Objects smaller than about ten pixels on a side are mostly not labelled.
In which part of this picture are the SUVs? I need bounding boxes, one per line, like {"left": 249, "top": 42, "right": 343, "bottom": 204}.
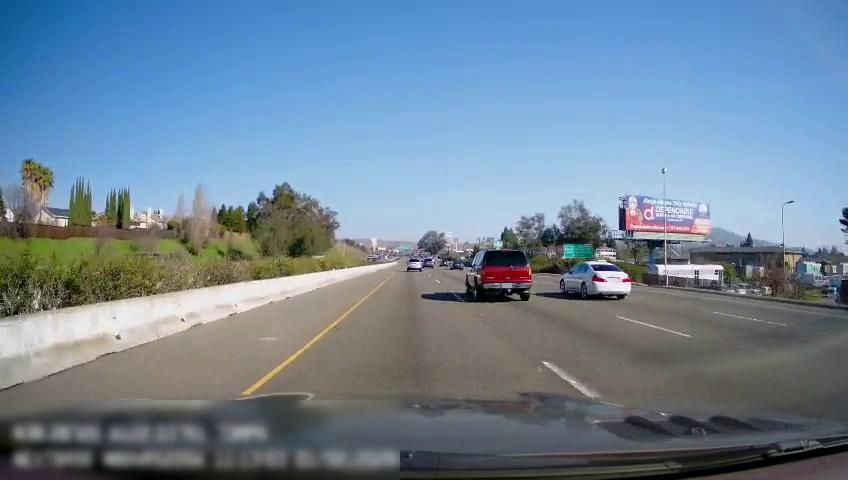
{"left": 463, "top": 249, "right": 532, "bottom": 302}
{"left": 422, "top": 256, "right": 435, "bottom": 269}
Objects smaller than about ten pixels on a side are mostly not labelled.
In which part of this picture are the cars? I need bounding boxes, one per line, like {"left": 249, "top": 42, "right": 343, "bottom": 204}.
{"left": 449, "top": 258, "right": 464, "bottom": 270}
{"left": 405, "top": 257, "right": 422, "bottom": 272}
{"left": 560, "top": 261, "right": 631, "bottom": 299}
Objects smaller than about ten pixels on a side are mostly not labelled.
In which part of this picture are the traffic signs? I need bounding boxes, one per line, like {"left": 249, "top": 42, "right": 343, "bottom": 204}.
{"left": 562, "top": 243, "right": 594, "bottom": 259}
